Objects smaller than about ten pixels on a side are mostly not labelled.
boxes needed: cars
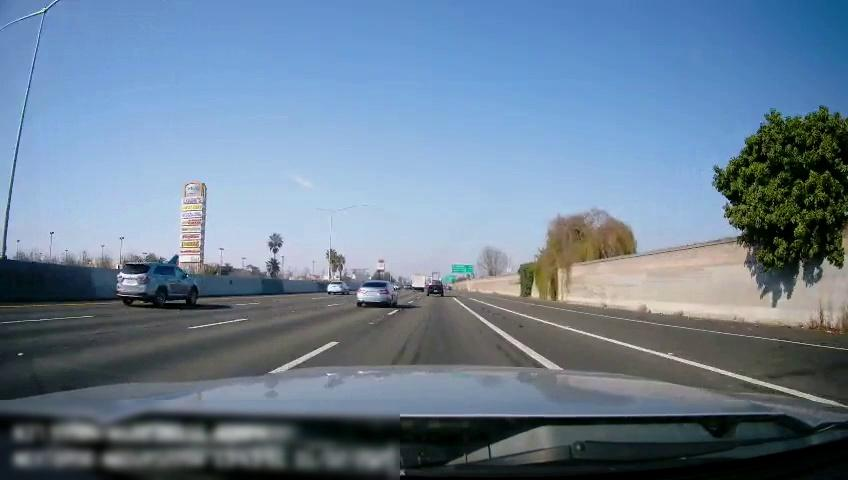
[356,280,399,308]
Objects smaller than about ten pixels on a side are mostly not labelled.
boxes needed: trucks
[412,274,426,292]
[426,280,444,297]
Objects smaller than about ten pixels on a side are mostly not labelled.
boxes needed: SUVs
[327,280,350,295]
[116,262,201,309]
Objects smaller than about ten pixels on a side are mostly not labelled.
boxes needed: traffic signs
[450,263,472,273]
